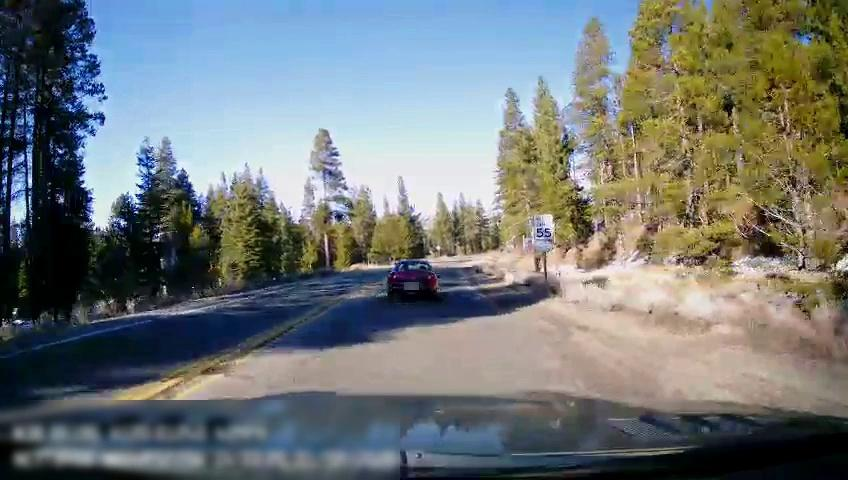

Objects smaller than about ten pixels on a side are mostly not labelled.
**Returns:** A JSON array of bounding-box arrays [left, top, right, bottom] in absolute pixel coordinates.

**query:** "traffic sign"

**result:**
[[528, 212, 556, 247]]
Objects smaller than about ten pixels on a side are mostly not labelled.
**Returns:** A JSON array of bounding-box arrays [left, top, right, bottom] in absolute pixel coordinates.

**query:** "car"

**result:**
[[386, 259, 440, 304]]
